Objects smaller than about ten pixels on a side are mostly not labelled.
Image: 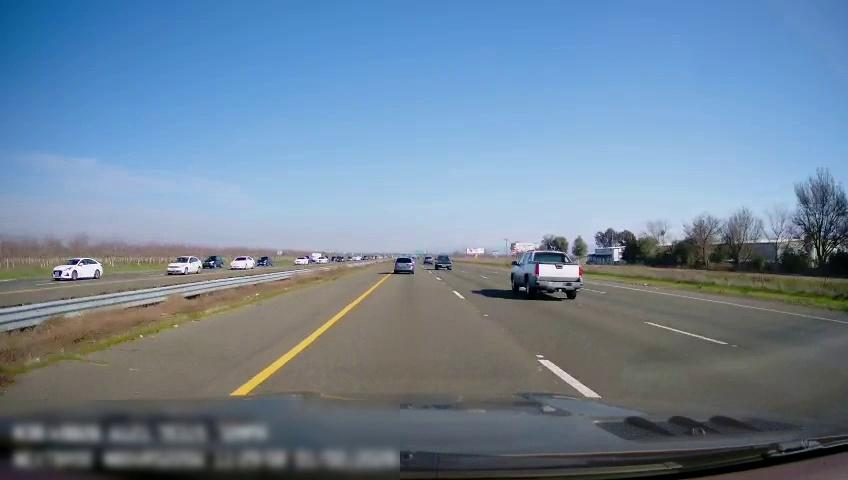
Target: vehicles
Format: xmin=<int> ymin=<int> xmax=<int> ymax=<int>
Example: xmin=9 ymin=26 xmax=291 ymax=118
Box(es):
xmin=306 ymin=256 xmax=313 ymax=264
xmin=434 ymin=256 xmax=451 ymax=271
xmin=394 ymin=256 xmax=415 ymax=274
xmin=229 ymin=256 xmax=256 ymax=270
xmin=510 ymin=249 xmax=583 ymax=300
xmin=294 ymin=256 xmax=309 ymax=266
xmin=312 ymin=253 xmax=321 ymax=262
xmin=167 ymin=256 xmax=202 ymax=275
xmin=202 ymin=256 xmax=225 ymax=269
xmin=316 ymin=256 xmax=329 ymax=264
xmin=256 ymin=256 xmax=273 ymax=266
xmin=52 ymin=257 xmax=104 ymax=281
